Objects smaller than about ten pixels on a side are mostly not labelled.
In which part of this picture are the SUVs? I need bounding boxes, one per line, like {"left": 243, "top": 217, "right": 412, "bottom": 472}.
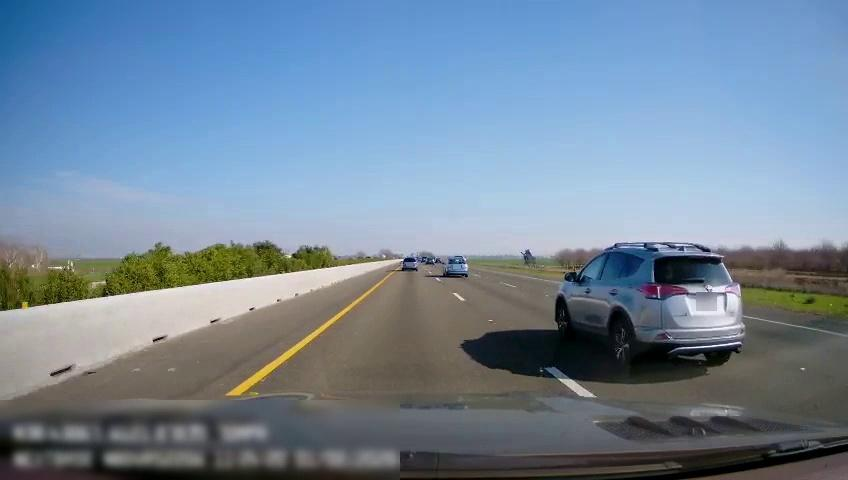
{"left": 553, "top": 241, "right": 748, "bottom": 367}
{"left": 443, "top": 256, "right": 469, "bottom": 277}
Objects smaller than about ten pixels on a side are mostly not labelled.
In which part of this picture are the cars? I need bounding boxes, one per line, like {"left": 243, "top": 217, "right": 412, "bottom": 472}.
{"left": 401, "top": 256, "right": 419, "bottom": 271}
